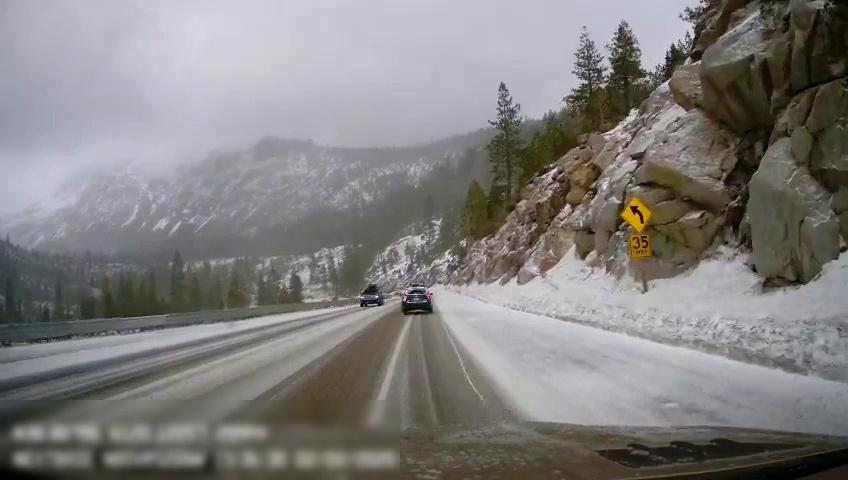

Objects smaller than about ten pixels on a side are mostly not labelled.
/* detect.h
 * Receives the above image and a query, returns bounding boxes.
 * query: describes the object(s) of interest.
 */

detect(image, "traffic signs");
[619,194,652,233]
[629,233,652,259]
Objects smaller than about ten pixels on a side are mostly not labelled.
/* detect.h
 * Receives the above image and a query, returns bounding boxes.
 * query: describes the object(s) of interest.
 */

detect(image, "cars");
[400,282,434,315]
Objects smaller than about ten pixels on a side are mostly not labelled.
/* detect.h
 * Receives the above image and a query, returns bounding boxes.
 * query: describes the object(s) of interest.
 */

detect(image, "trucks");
[359,285,384,307]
